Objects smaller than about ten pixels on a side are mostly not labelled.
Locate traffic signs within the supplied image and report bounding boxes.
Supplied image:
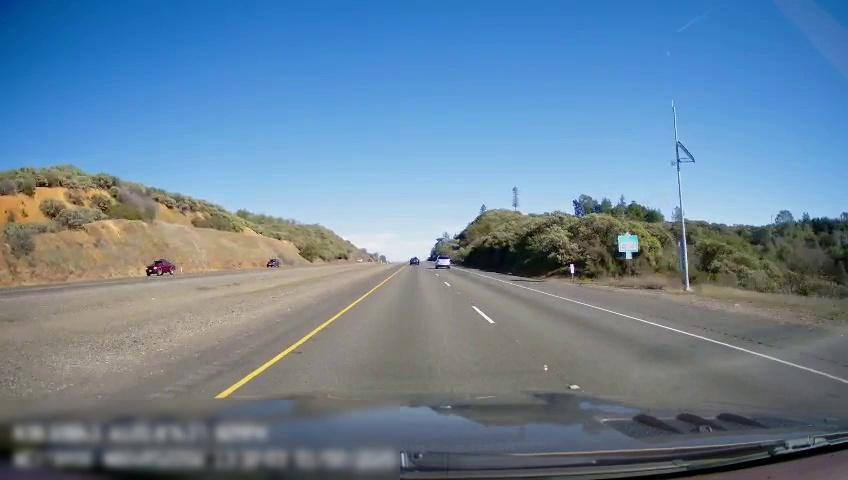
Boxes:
[617,235,639,252]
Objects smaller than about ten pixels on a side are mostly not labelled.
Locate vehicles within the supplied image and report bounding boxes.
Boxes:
[144,259,177,277]
[409,256,420,265]
[265,258,281,268]
[435,257,451,269]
